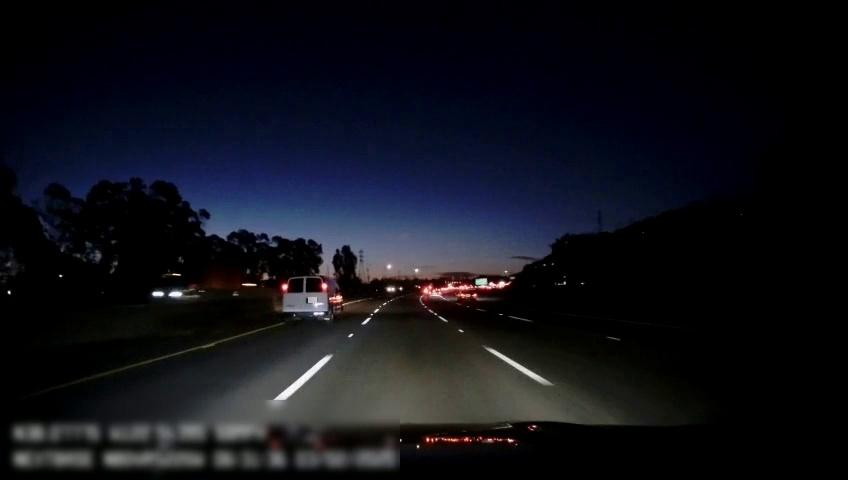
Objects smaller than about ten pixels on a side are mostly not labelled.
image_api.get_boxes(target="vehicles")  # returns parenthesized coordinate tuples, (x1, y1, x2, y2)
(149, 258, 244, 305)
(280, 275, 342, 325)
(456, 288, 477, 303)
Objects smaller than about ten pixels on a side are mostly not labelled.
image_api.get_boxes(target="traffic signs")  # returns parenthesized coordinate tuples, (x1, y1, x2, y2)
(475, 278, 488, 286)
